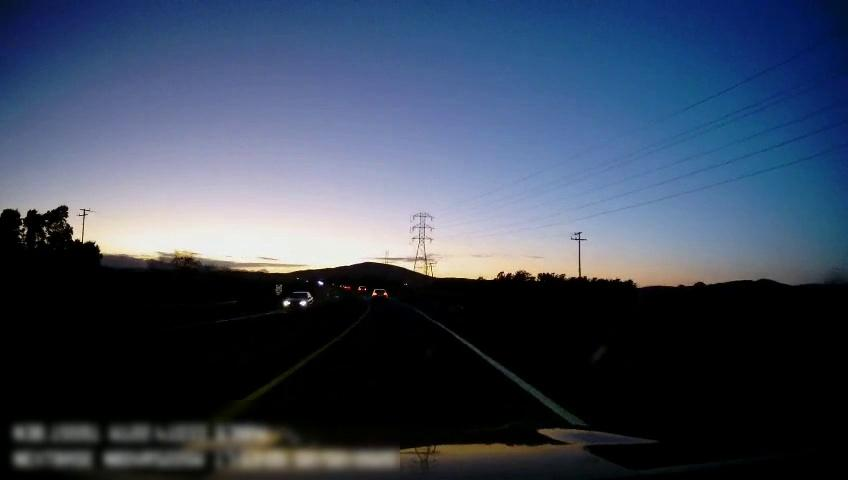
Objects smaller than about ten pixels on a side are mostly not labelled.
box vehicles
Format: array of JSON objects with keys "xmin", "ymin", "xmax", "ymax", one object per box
[
  {"xmin": 281, "ymin": 291, "xmax": 314, "ymax": 310},
  {"xmin": 357, "ymin": 285, "xmax": 368, "ymax": 294},
  {"xmin": 371, "ymin": 288, "xmax": 389, "ymax": 300}
]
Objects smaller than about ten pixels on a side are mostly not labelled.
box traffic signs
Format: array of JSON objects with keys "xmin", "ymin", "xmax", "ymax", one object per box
[{"xmin": 274, "ymin": 283, "xmax": 283, "ymax": 296}]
